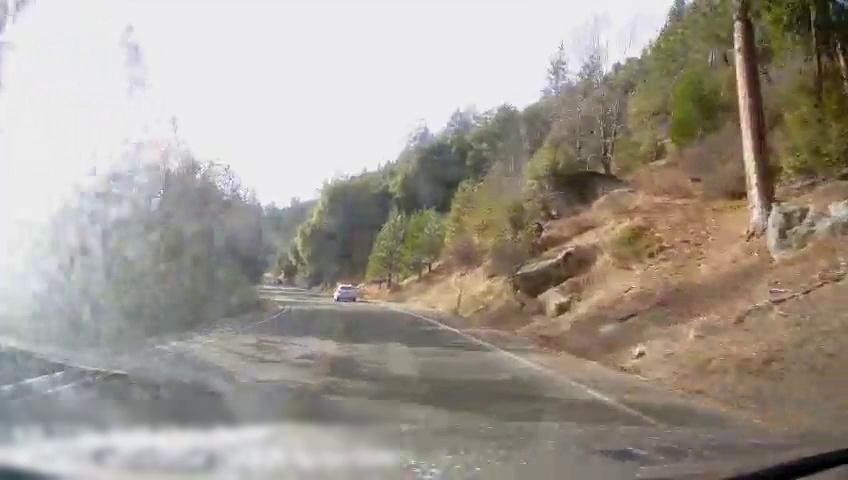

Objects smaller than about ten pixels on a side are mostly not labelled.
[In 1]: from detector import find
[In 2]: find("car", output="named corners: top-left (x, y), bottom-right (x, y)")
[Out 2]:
top-left (333, 284), bottom-right (357, 303)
